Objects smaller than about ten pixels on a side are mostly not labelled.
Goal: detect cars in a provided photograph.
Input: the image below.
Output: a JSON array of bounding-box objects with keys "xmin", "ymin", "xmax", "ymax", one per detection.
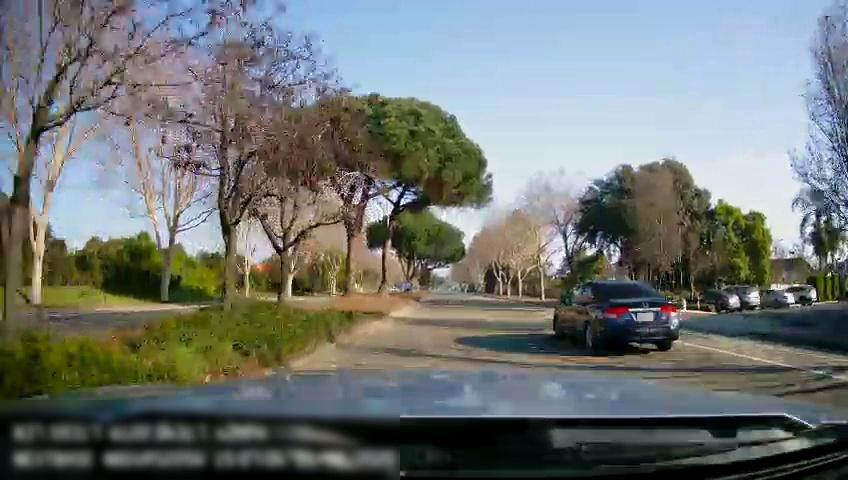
[
  {"xmin": 758, "ymin": 287, "xmax": 796, "ymax": 310},
  {"xmin": 552, "ymin": 279, "xmax": 681, "ymax": 353},
  {"xmin": 699, "ymin": 288, "xmax": 741, "ymax": 314}
]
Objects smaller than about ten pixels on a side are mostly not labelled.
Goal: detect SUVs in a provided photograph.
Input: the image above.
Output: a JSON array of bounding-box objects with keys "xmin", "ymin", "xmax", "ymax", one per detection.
[
  {"xmin": 784, "ymin": 284, "xmax": 817, "ymax": 307},
  {"xmin": 722, "ymin": 285, "xmax": 761, "ymax": 312}
]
